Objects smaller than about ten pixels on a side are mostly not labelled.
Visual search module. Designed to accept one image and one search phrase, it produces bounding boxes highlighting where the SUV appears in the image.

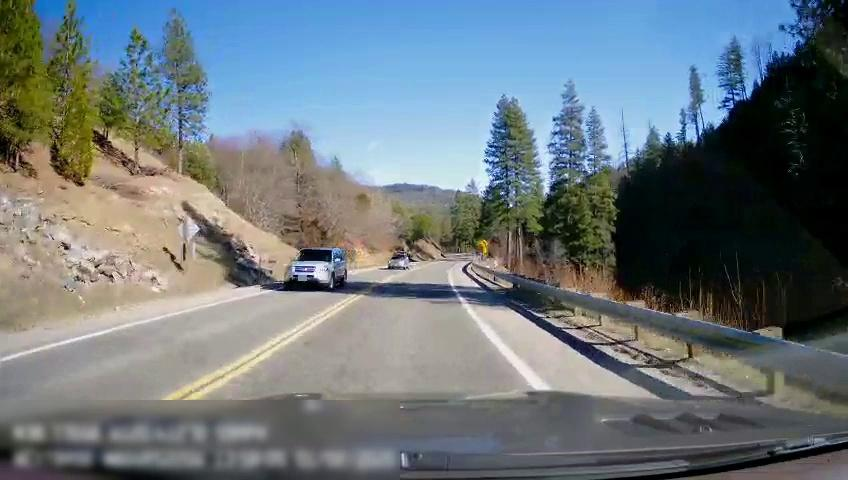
[287,247,349,292]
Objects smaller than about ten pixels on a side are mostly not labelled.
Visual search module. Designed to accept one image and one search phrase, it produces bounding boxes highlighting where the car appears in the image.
[387,255,411,270]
